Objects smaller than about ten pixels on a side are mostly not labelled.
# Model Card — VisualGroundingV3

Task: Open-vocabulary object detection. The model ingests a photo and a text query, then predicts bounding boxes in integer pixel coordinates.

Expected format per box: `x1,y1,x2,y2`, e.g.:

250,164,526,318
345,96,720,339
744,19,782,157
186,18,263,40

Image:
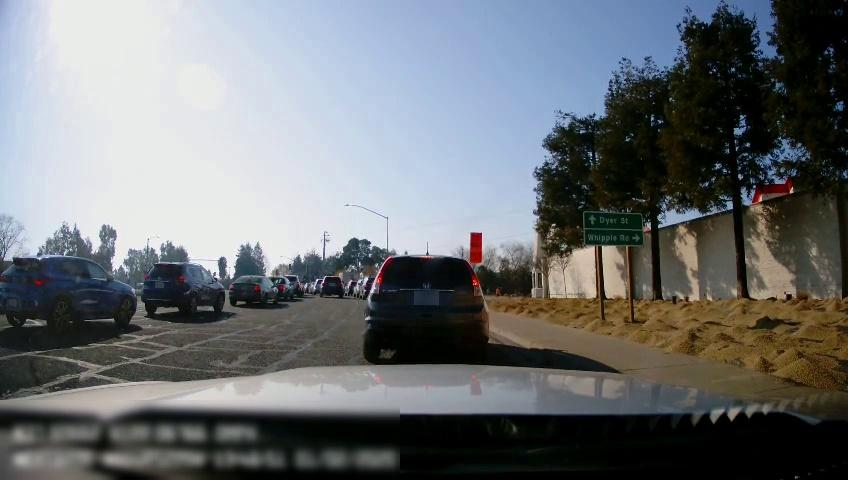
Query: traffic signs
470,231,484,264
587,211,649,246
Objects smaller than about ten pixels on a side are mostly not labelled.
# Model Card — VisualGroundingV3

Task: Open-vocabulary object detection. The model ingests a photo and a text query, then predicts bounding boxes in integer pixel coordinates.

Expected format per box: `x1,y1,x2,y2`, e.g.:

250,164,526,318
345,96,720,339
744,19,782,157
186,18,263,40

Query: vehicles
351,279,364,297
365,254,490,365
267,276,296,301
339,271,358,282
140,261,226,319
228,275,281,306
318,275,345,299
285,275,304,298
0,256,138,335
312,278,323,294
345,279,356,296
359,276,376,301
